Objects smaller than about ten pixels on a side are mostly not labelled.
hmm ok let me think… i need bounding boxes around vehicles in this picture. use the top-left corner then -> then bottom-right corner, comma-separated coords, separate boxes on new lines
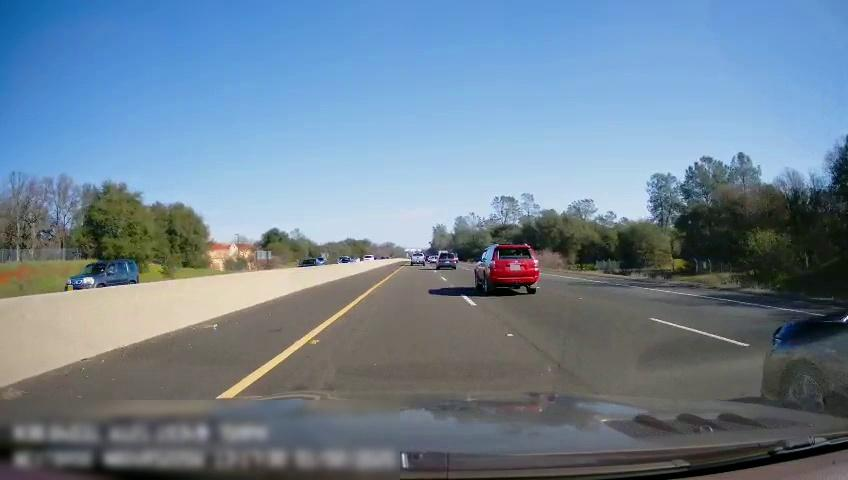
411,253 -> 425,266
295,257 -> 321,268
473,243 -> 541,296
64,259 -> 139,291
436,254 -> 457,270
760,302 -> 848,417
